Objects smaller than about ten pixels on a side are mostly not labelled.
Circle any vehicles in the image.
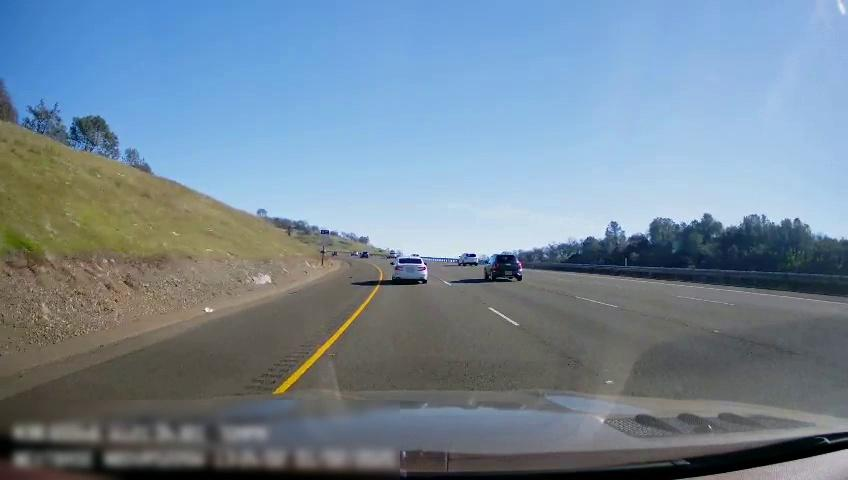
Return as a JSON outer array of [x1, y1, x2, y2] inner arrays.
[[359, 251, 369, 259], [386, 252, 398, 260], [483, 254, 523, 283], [390, 257, 429, 285], [408, 254, 421, 261], [458, 253, 478, 267]]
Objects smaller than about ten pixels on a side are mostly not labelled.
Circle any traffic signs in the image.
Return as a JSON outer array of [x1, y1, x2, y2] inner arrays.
[[320, 230, 330, 247]]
